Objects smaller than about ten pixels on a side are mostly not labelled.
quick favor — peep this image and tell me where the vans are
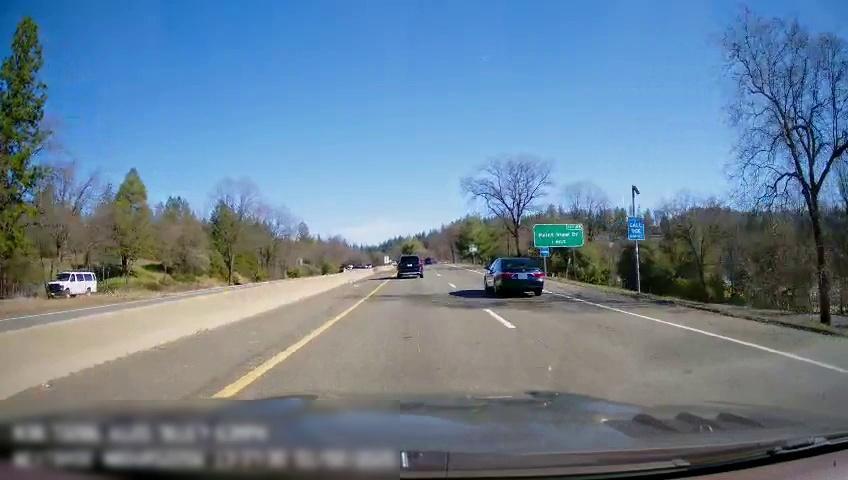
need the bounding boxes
[46,271,98,300]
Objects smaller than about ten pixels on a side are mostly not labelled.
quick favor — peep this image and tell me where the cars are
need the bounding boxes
[483,256,544,299]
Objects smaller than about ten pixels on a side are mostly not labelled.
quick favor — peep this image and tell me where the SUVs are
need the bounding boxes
[396,255,426,279]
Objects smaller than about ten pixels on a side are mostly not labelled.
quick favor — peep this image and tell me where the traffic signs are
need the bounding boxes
[533,223,584,248]
[539,247,550,257]
[626,216,646,241]
[469,241,478,252]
